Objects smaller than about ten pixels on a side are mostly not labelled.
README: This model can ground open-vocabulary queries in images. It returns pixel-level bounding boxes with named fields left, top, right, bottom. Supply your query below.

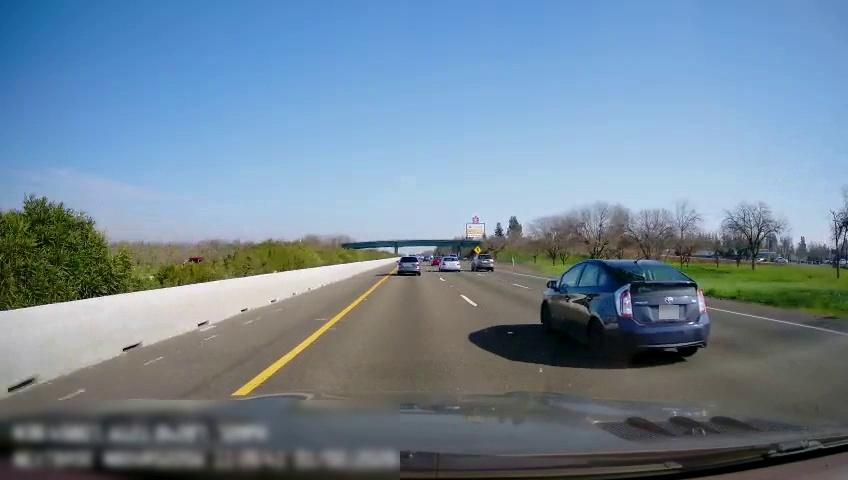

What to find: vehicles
left=184, top=256, right=207, bottom=264
left=431, top=258, right=441, bottom=266
left=399, top=257, right=422, bottom=277
left=539, top=258, right=712, bottom=362
left=438, top=256, right=461, bottom=273
left=470, top=253, right=495, bottom=273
